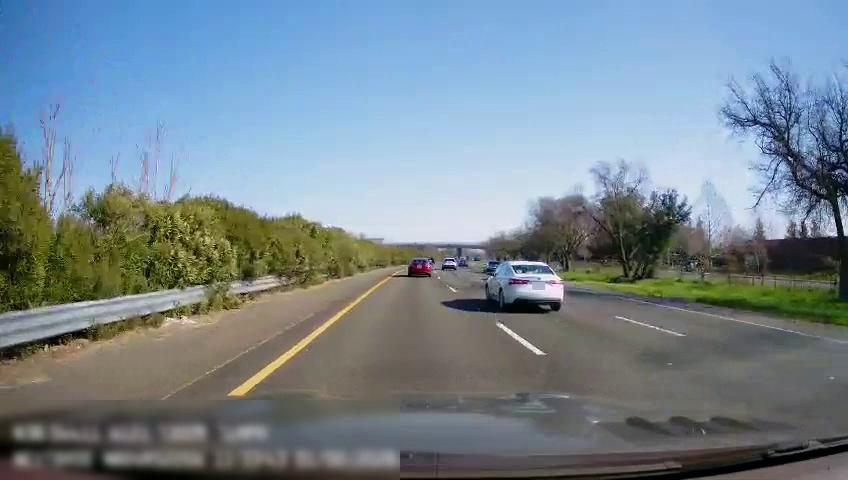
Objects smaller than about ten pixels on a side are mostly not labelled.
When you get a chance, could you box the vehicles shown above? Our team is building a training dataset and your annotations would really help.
[441,256,457,271]
[407,257,433,278]
[482,260,500,272]
[484,259,566,313]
